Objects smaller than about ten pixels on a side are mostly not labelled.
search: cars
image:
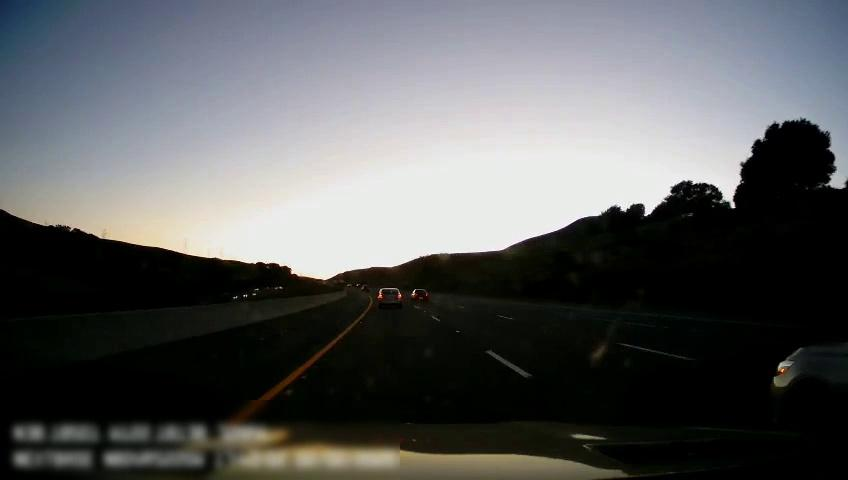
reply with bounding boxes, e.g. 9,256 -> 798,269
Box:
768,334 -> 848,434
410,288 -> 428,301
377,288 -> 402,309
